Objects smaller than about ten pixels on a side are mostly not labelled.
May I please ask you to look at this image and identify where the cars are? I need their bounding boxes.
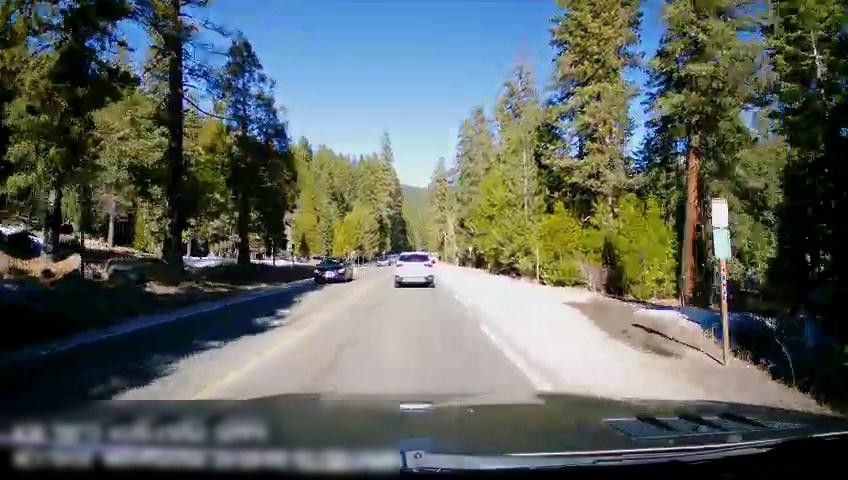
[313,257,354,284]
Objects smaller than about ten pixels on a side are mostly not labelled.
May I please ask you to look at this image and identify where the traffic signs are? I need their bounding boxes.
[711,198,729,228]
[713,228,733,260]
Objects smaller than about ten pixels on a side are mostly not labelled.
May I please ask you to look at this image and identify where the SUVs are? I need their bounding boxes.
[393,251,437,289]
